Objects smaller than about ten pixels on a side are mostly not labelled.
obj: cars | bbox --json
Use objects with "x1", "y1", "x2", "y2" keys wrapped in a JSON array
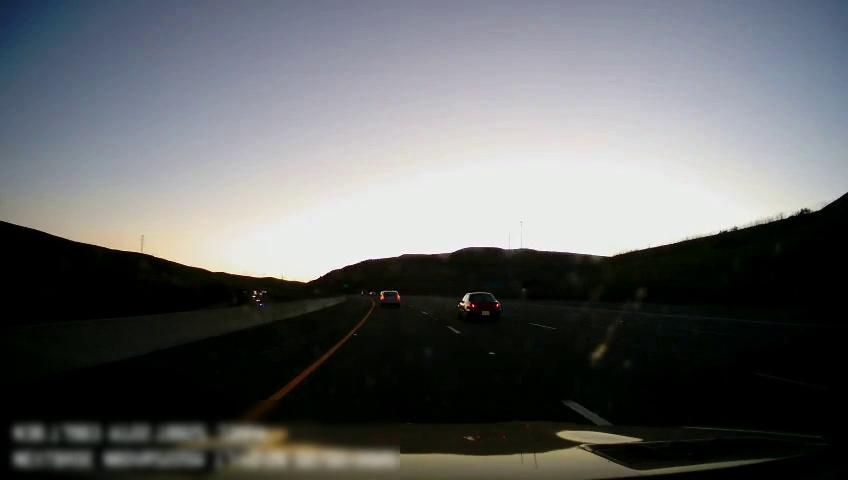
[
  {"x1": 379, "y1": 290, "x2": 400, "y2": 308},
  {"x1": 457, "y1": 292, "x2": 501, "y2": 322}
]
